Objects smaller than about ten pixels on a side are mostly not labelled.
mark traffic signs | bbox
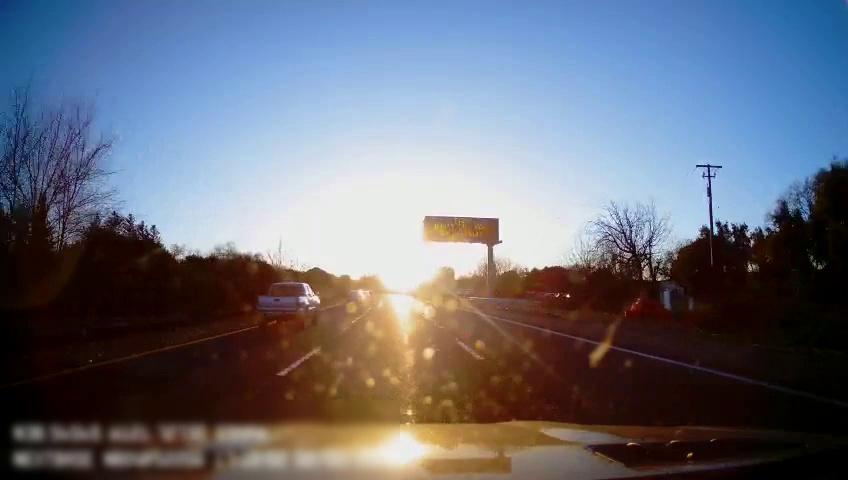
[424,215,499,244]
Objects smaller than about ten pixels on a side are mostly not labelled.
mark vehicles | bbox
[346,290,366,306]
[254,281,322,333]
